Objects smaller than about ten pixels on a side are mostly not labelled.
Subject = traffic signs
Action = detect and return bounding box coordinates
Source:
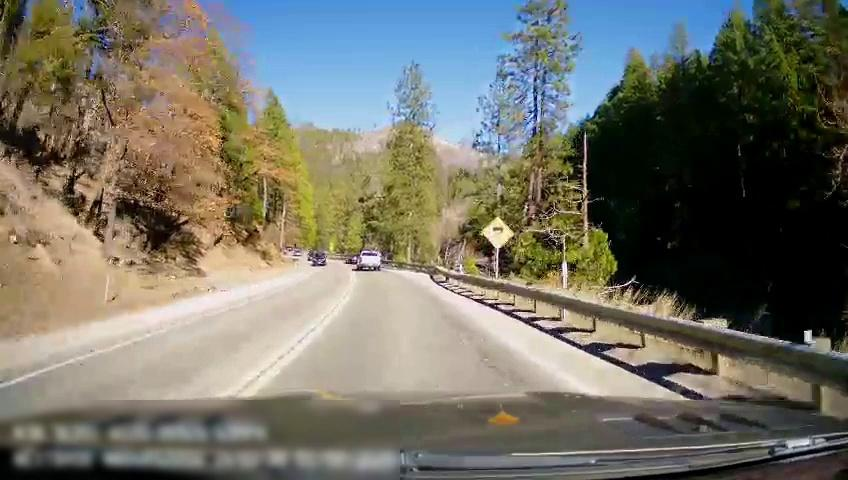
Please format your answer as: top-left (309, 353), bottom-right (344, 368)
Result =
top-left (480, 217), bottom-right (514, 250)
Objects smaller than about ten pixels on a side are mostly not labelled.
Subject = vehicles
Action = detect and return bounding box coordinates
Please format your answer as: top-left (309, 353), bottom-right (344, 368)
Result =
top-left (346, 255), bottom-right (357, 264)
top-left (355, 250), bottom-right (383, 272)
top-left (310, 253), bottom-right (328, 267)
